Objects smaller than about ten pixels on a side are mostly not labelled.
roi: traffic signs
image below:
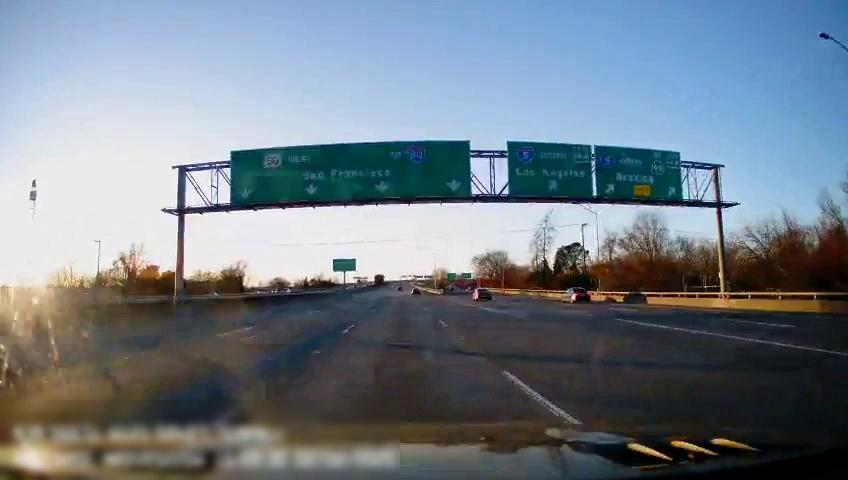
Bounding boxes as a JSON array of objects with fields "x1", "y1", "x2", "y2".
[
  {"x1": 230, "y1": 139, "x2": 471, "y2": 206},
  {"x1": 446, "y1": 273, "x2": 457, "y2": 280},
  {"x1": 594, "y1": 144, "x2": 683, "y2": 202},
  {"x1": 507, "y1": 140, "x2": 593, "y2": 198},
  {"x1": 460, "y1": 272, "x2": 472, "y2": 278}
]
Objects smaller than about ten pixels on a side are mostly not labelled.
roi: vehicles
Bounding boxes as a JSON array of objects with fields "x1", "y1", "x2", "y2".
[
  {"x1": 472, "y1": 288, "x2": 492, "y2": 302},
  {"x1": 208, "y1": 292, "x2": 219, "y2": 296},
  {"x1": 411, "y1": 288, "x2": 421, "y2": 296},
  {"x1": 561, "y1": 287, "x2": 591, "y2": 304}
]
